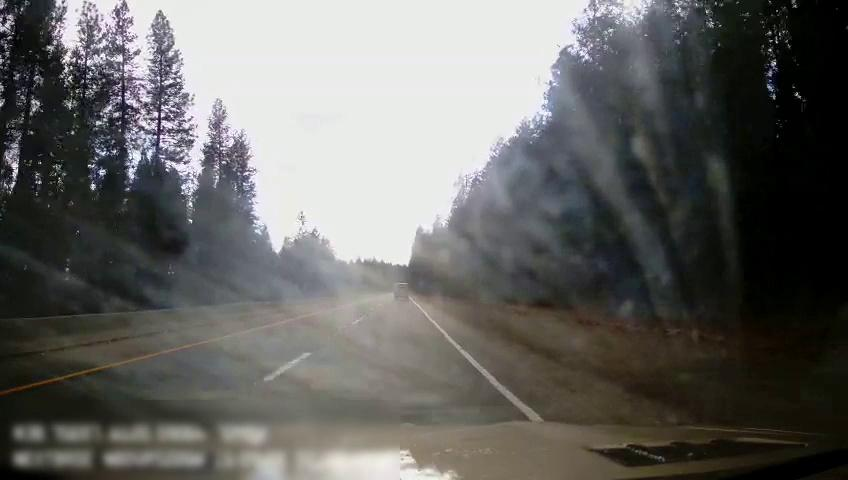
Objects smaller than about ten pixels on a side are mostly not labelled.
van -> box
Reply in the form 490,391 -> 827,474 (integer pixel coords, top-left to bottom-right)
394,282 -> 410,300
